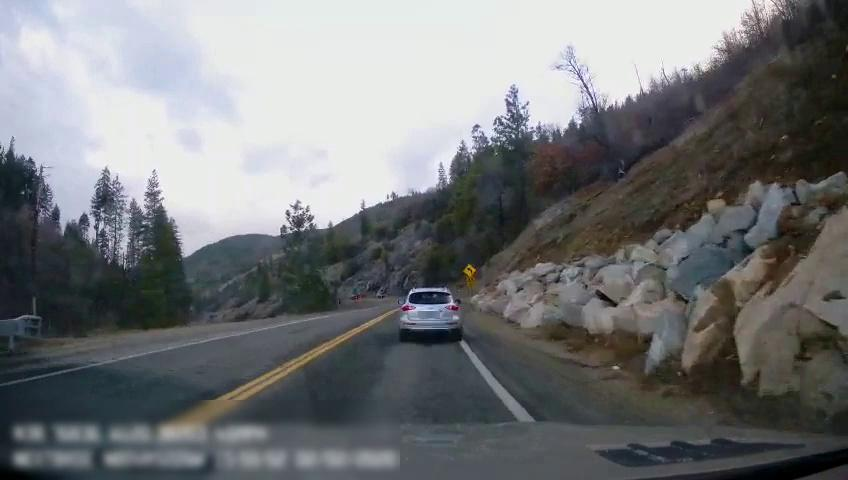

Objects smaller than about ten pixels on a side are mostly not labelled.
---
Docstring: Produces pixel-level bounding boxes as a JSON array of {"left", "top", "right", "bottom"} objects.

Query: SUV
[{"left": 398, "top": 288, "right": 462, "bottom": 342}]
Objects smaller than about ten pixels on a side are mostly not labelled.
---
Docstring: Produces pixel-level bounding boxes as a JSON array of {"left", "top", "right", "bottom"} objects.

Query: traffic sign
[{"left": 462, "top": 263, "right": 477, "bottom": 278}]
